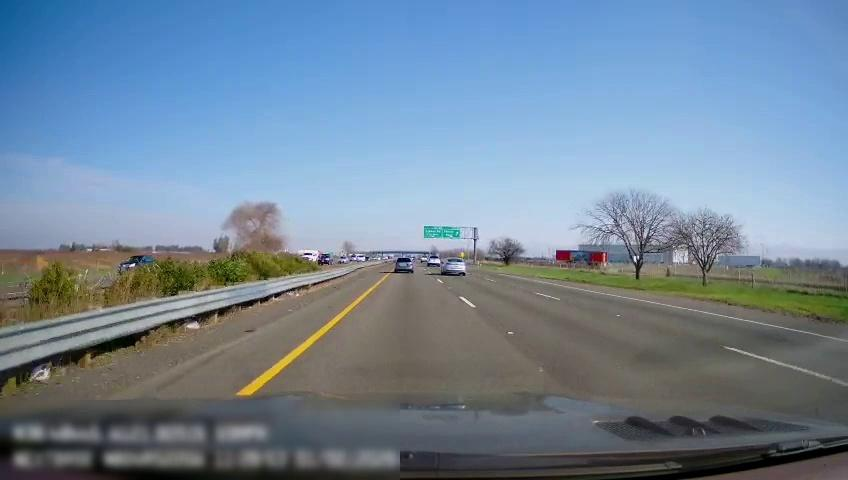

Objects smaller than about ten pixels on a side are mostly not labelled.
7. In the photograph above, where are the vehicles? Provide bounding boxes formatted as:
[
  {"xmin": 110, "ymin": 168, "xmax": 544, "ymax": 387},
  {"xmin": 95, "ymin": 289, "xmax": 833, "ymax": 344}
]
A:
[
  {"xmin": 302, "ymin": 252, "xmax": 321, "ymax": 264},
  {"xmin": 426, "ymin": 255, "xmax": 441, "ymax": 267},
  {"xmin": 316, "ymin": 254, "xmax": 334, "ymax": 266},
  {"xmin": 440, "ymin": 257, "xmax": 466, "ymax": 276},
  {"xmin": 116, "ymin": 256, "xmax": 157, "ymax": 276},
  {"xmin": 337, "ymin": 256, "xmax": 350, "ymax": 264},
  {"xmin": 394, "ymin": 257, "xmax": 414, "ymax": 274},
  {"xmin": 356, "ymin": 255, "xmax": 366, "ymax": 263}
]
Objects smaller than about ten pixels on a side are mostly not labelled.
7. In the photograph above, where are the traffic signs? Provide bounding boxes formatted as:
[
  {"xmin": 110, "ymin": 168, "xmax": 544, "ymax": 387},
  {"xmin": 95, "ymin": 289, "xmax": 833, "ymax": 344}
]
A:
[{"xmin": 425, "ymin": 224, "xmax": 461, "ymax": 239}]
